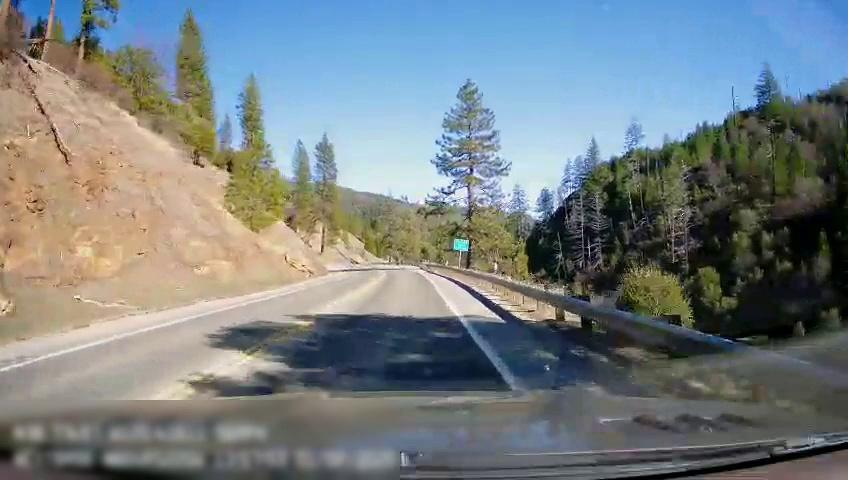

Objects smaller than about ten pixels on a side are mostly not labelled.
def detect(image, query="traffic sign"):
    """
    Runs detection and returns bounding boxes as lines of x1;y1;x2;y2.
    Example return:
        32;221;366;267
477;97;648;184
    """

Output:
453;239;469;251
